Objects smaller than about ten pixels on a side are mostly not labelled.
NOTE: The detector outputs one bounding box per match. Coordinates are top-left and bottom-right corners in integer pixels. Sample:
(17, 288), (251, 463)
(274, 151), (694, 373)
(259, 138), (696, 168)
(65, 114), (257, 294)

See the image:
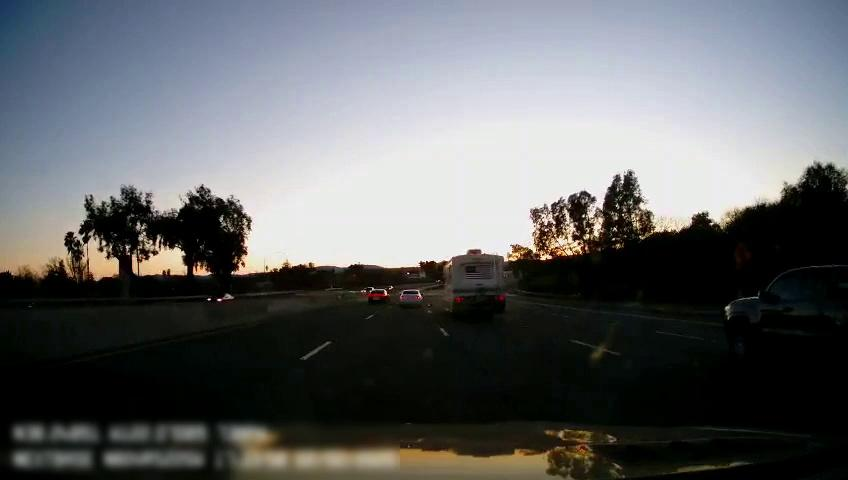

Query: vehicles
(721, 264), (848, 368)
(363, 287), (375, 293)
(383, 286), (395, 291)
(368, 289), (391, 304)
(400, 289), (424, 308)
(443, 254), (506, 316)
(207, 292), (234, 304)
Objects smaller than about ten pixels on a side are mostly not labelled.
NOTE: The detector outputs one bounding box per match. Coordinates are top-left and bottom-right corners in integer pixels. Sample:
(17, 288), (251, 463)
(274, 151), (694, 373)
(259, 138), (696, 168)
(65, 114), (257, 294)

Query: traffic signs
(733, 243), (752, 270)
